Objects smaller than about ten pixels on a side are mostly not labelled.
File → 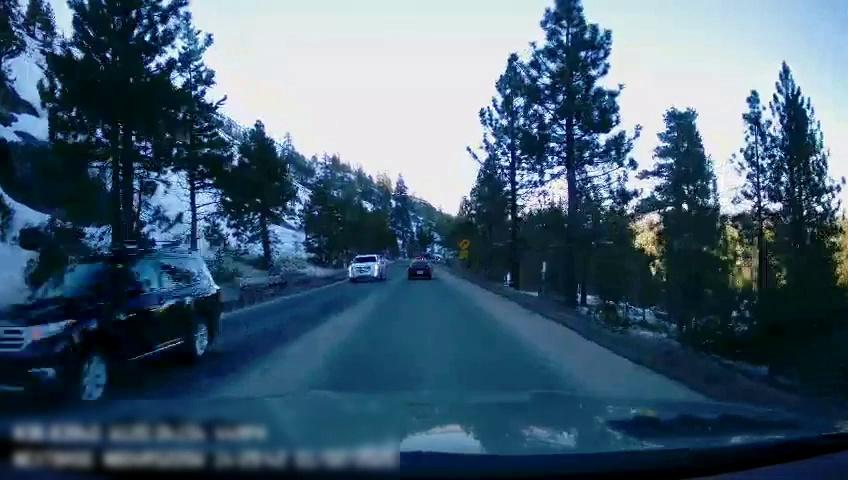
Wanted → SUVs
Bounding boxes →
[0,253,223,411]
[348,254,387,283]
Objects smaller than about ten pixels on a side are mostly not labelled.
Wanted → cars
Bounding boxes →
[408,259,433,280]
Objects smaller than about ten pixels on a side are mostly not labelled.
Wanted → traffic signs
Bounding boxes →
[460,248,471,257]
[457,239,471,248]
